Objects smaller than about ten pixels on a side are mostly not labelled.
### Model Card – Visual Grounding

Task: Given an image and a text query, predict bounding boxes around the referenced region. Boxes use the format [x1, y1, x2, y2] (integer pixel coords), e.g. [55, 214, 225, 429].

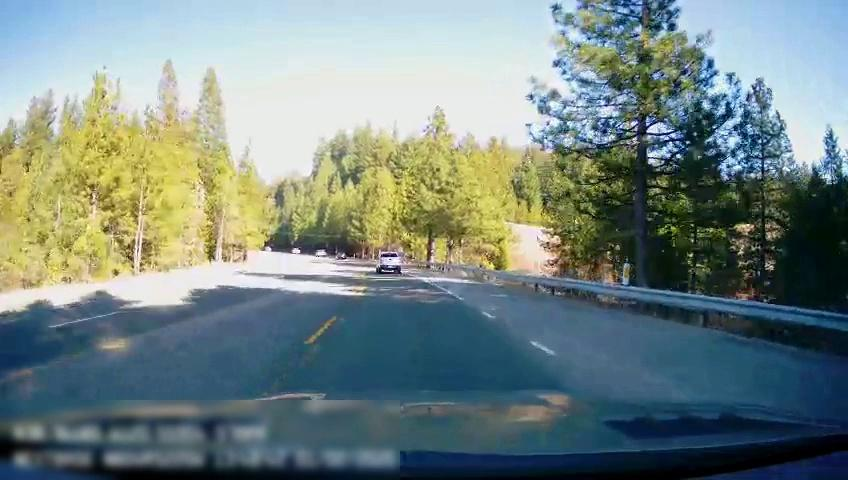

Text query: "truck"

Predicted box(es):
[374, 250, 402, 274]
